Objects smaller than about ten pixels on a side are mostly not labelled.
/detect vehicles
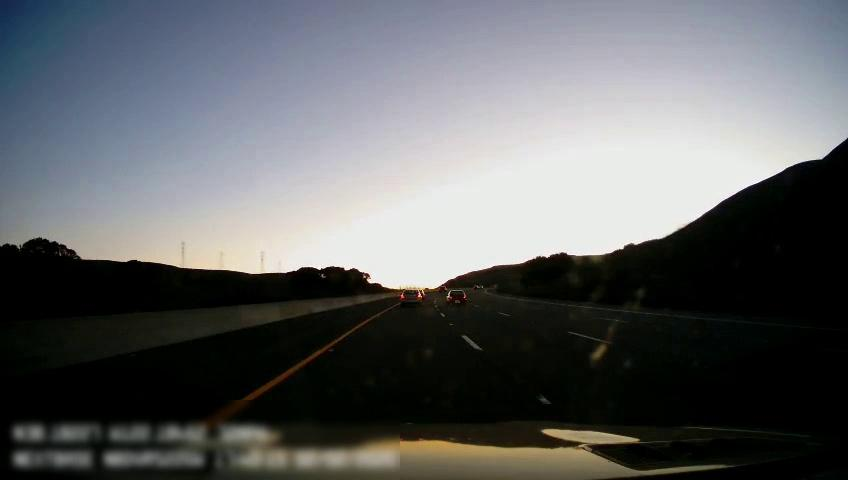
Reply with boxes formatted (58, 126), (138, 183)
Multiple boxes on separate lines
(446, 290), (467, 306)
(401, 288), (422, 307)
(419, 289), (426, 300)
